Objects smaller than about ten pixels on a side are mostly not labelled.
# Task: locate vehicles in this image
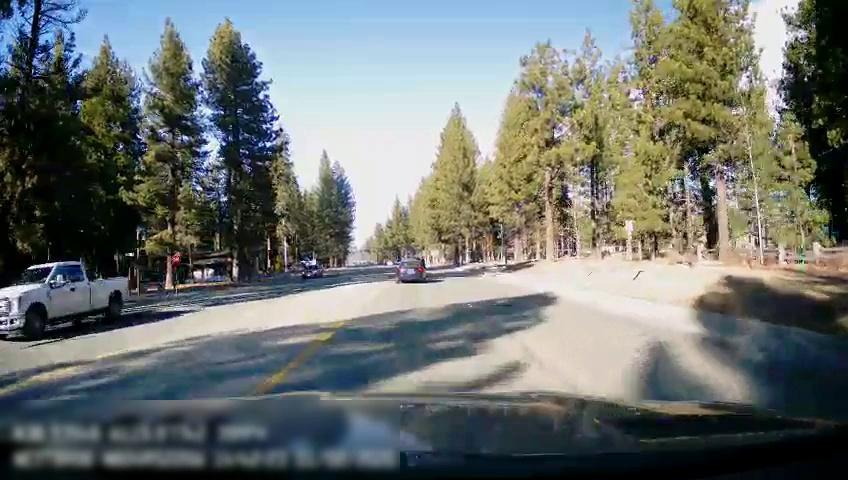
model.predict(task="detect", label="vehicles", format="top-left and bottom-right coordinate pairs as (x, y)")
top-left (398, 260), bottom-right (426, 283)
top-left (300, 261), bottom-right (322, 279)
top-left (0, 261), bottom-right (130, 338)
